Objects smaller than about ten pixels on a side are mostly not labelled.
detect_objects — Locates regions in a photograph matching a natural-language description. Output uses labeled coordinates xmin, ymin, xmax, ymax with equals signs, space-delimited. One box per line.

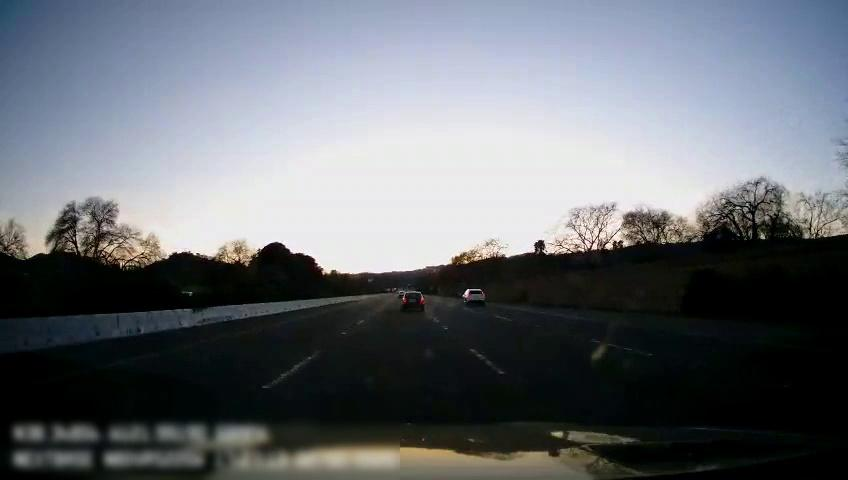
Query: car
xmin=401 ymin=292 xmax=426 ymax=313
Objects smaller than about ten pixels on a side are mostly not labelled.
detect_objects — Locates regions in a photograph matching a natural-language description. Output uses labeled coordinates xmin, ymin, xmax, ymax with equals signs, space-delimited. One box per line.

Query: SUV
xmin=462 ymin=289 xmax=485 ymax=307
